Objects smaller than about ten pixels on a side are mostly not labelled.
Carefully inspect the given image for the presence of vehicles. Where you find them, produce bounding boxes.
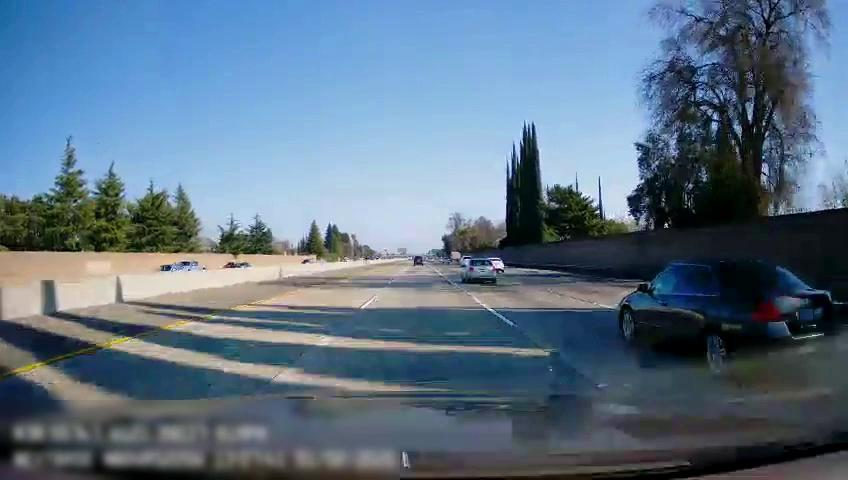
[169,261,207,272]
[459,255,474,267]
[413,255,423,266]
[461,258,498,284]
[487,257,506,274]
[616,256,844,379]
[450,251,460,262]
[221,262,249,269]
